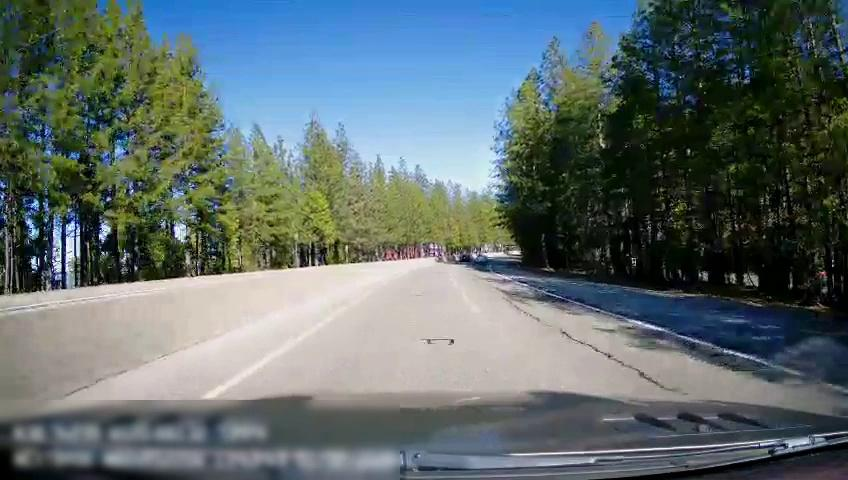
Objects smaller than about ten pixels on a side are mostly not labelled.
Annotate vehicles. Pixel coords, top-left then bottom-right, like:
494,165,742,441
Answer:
459,253,473,263
475,254,489,265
